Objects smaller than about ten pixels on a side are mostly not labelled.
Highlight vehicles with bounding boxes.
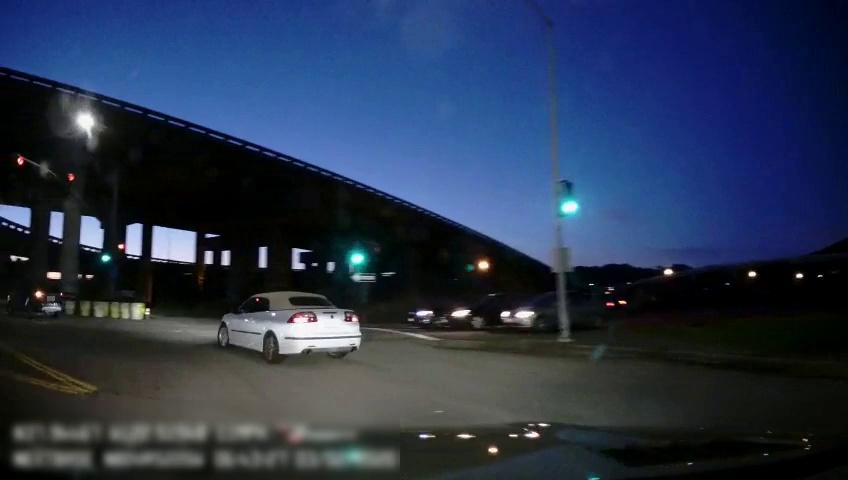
[407,294,484,327]
[499,290,612,334]
[435,293,543,330]
[5,277,64,321]
[216,290,362,365]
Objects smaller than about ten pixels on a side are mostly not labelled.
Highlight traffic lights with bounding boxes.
[16,153,25,180]
[563,179,578,216]
[118,241,124,262]
[352,246,363,269]
[101,246,110,265]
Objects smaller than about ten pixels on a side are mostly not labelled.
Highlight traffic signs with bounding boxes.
[354,272,380,283]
